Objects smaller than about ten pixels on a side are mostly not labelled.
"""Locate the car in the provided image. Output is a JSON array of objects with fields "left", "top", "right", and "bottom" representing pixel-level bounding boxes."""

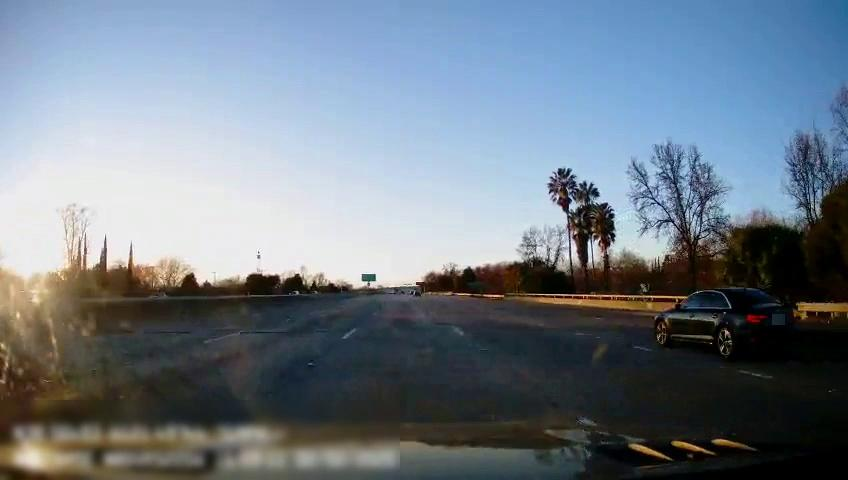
[{"left": 652, "top": 287, "right": 796, "bottom": 362}]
